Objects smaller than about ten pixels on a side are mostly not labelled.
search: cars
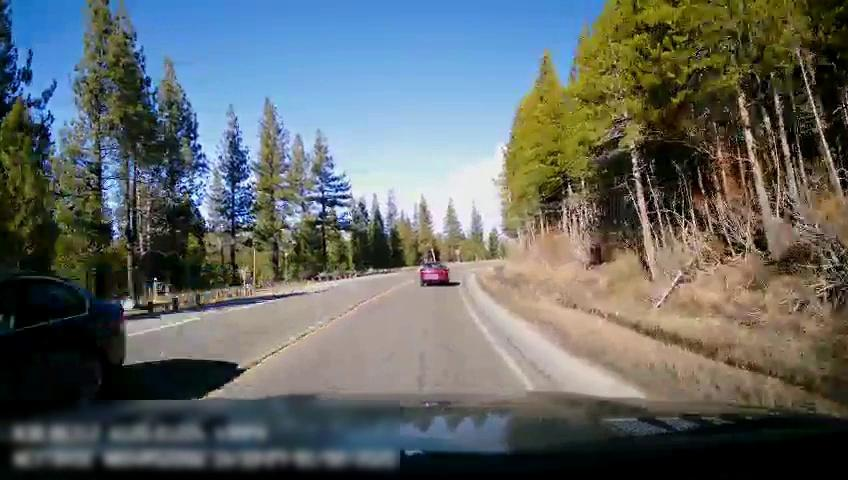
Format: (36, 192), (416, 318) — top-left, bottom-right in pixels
(0, 270), (127, 422)
(420, 261), (450, 287)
